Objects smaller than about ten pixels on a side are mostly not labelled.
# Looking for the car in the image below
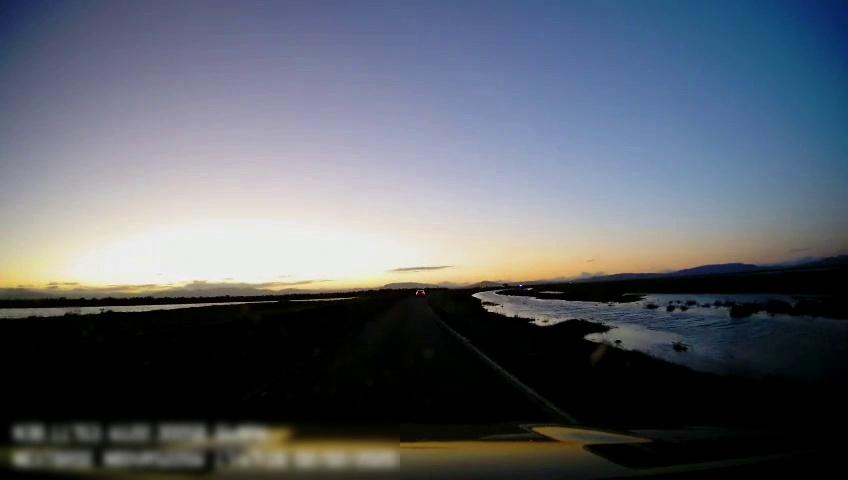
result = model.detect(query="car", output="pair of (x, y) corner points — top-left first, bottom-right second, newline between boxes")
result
(415, 289), (426, 297)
